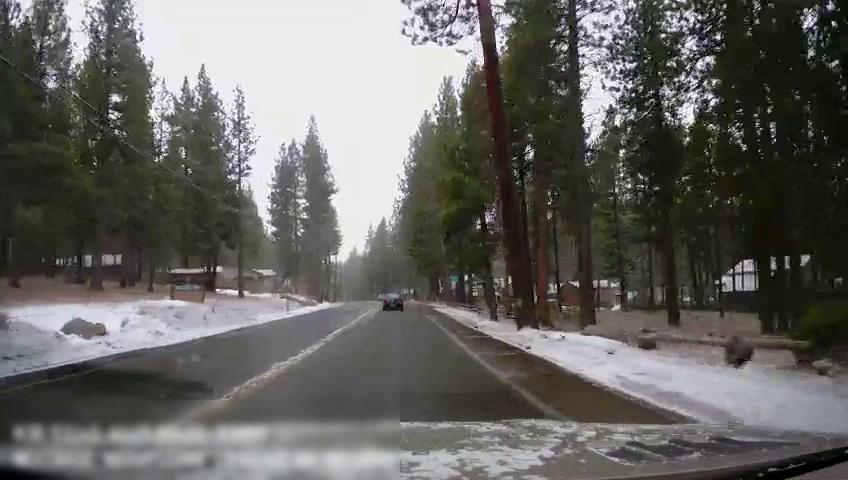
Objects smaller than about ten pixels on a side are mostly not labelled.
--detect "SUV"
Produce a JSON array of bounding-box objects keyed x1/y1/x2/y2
[{"x1": 381, "y1": 293, "x2": 405, "y2": 312}]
